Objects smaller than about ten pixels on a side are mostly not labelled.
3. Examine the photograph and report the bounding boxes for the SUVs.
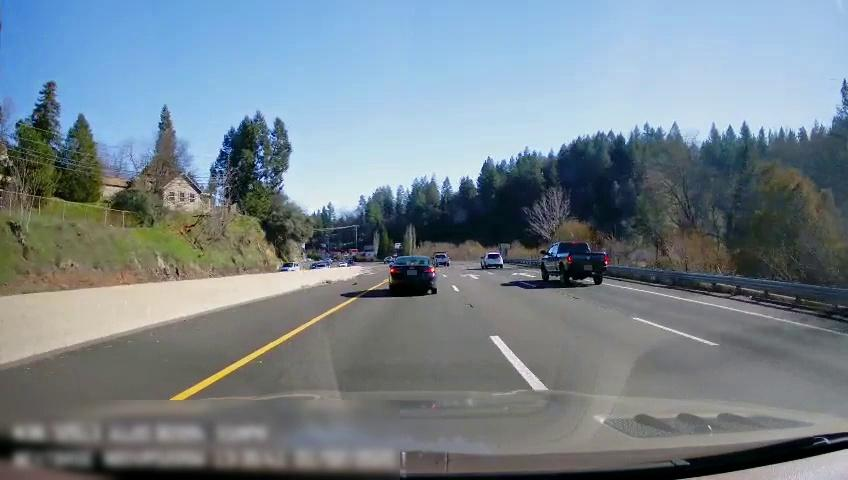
[479,252,503,269]
[279,261,301,273]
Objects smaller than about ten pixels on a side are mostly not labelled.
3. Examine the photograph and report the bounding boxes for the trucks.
[540,240,609,286]
[434,253,449,266]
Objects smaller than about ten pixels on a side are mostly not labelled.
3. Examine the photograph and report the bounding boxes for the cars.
[386,254,437,295]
